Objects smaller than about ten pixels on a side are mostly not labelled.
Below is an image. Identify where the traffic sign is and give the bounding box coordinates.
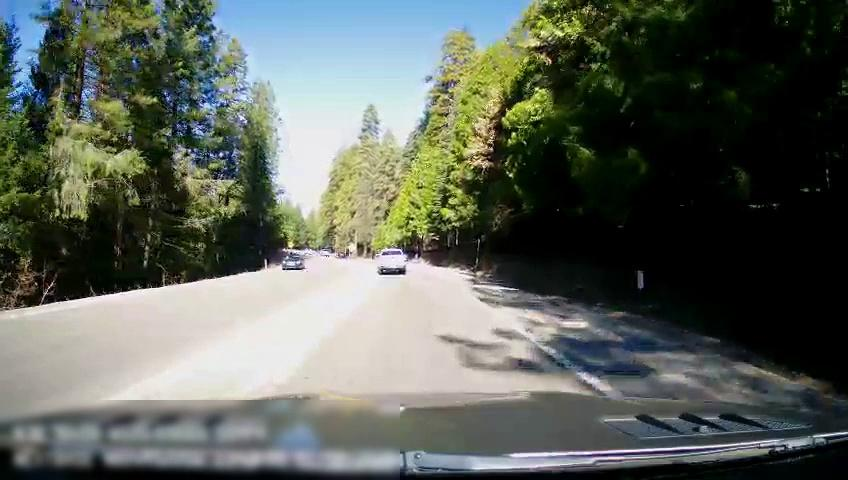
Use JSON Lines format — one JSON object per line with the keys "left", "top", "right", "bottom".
{"left": 346, "top": 242, "right": 356, "bottom": 253}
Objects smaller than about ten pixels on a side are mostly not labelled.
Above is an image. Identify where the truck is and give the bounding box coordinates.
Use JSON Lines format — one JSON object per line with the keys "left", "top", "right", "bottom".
{"left": 374, "top": 247, "right": 408, "bottom": 276}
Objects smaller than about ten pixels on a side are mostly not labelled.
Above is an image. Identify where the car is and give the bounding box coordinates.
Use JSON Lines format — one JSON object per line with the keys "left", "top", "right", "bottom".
{"left": 281, "top": 252, "right": 305, "bottom": 271}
